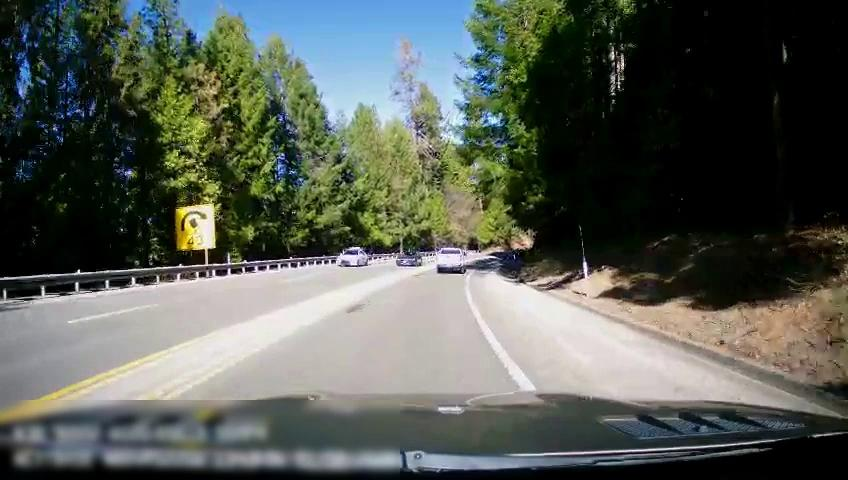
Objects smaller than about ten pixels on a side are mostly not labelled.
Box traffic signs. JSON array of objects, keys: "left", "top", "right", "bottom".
[{"left": 175, "top": 202, "right": 216, "bottom": 252}]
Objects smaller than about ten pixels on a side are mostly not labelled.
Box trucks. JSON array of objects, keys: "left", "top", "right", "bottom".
[{"left": 436, "top": 248, "right": 467, "bottom": 274}]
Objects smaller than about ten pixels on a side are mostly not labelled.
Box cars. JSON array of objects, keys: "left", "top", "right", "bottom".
[
  {"left": 396, "top": 251, "right": 423, "bottom": 268},
  {"left": 335, "top": 246, "right": 369, "bottom": 268}
]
